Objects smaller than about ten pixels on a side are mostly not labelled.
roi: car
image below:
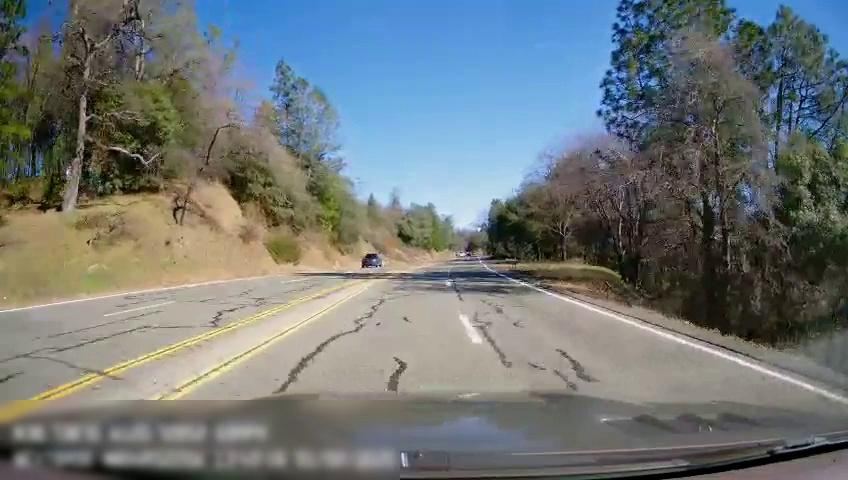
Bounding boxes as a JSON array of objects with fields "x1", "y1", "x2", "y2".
[{"x1": 361, "y1": 252, "x2": 383, "y2": 268}]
